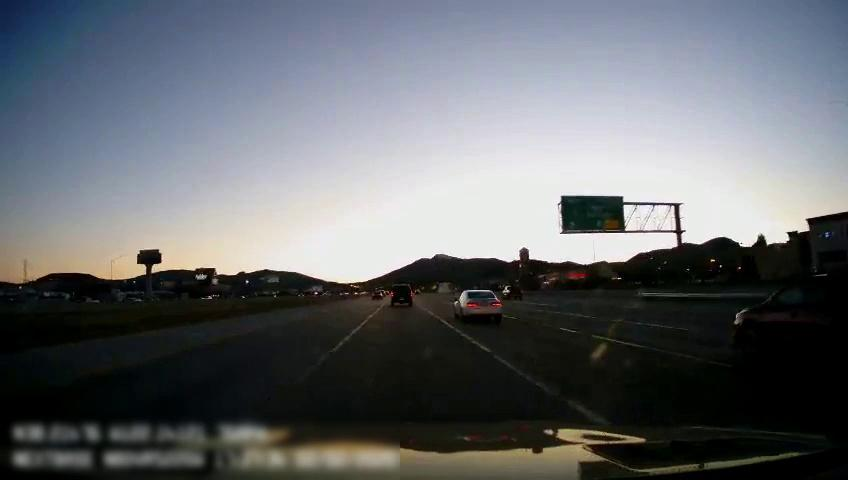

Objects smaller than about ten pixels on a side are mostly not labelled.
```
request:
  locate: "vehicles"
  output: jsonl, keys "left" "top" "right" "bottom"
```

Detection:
{"left": 200, "top": 294, "right": 213, "bottom": 300}
{"left": 453, "top": 289, "right": 504, "bottom": 324}
{"left": 502, "top": 285, "right": 523, "bottom": 301}
{"left": 76, "top": 296, "right": 100, "bottom": 303}
{"left": 371, "top": 290, "right": 384, "bottom": 301}
{"left": 390, "top": 283, "right": 414, "bottom": 306}
{"left": 730, "top": 271, "right": 848, "bottom": 364}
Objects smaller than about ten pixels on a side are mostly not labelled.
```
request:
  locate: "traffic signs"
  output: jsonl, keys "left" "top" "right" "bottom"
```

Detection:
{"left": 559, "top": 194, "right": 626, "bottom": 232}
